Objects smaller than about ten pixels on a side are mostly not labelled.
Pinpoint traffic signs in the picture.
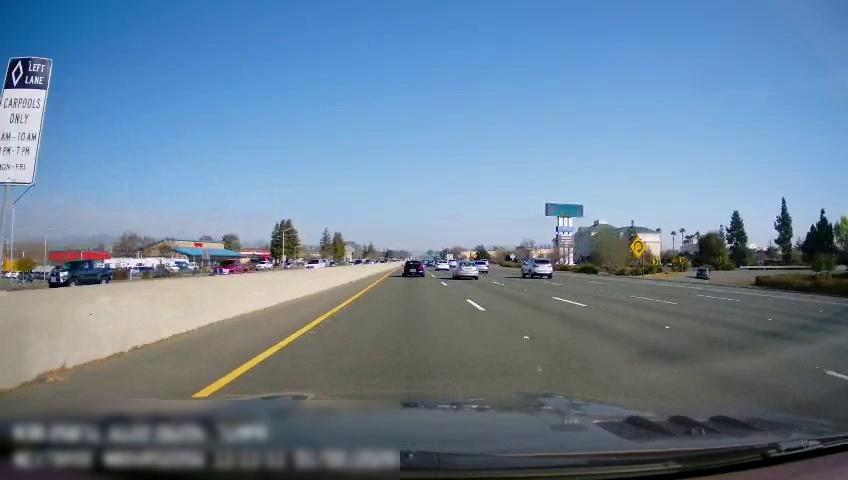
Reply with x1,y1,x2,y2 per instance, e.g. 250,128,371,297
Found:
627,236,648,258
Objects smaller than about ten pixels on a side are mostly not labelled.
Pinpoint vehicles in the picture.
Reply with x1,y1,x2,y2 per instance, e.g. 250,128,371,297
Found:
435,260,450,272
48,259,113,290
451,262,479,281
305,259,326,269
695,266,710,280
213,259,243,275
474,260,490,274
521,257,553,278
255,260,273,271
402,258,426,277
284,262,296,269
